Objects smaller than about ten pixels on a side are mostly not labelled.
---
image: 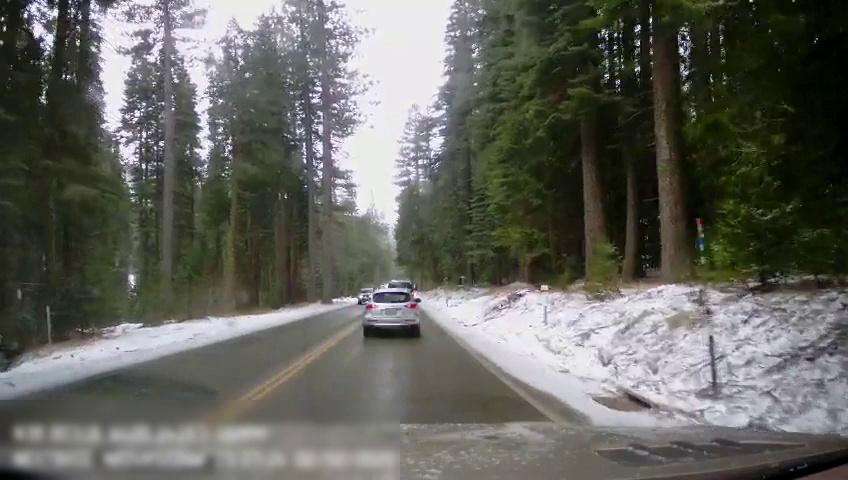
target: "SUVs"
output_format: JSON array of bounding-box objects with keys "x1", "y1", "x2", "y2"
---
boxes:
[
  {"x1": 362, "y1": 287, "x2": 422, "y2": 337},
  {"x1": 356, "y1": 287, "x2": 376, "y2": 305}
]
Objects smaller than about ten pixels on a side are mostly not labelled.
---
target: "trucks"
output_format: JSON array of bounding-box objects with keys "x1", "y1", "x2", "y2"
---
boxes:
[{"x1": 385, "y1": 280, "x2": 415, "y2": 298}]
